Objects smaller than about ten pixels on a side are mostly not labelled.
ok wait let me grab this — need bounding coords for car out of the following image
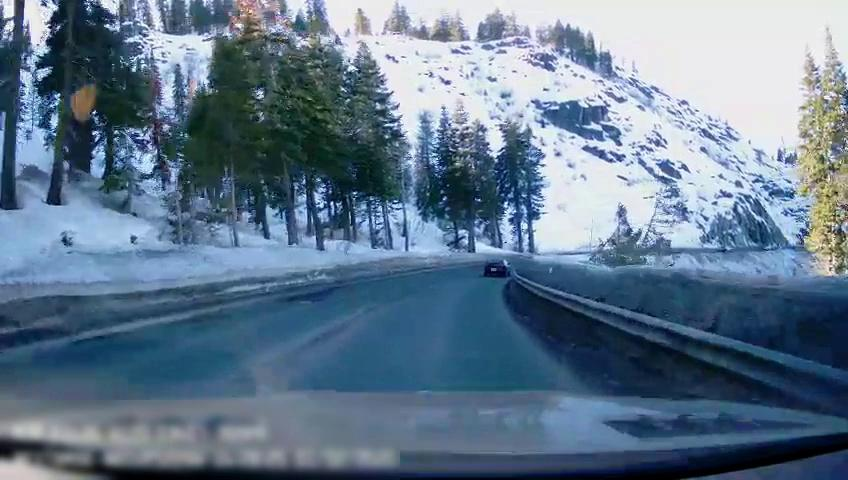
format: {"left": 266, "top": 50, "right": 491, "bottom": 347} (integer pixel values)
{"left": 480, "top": 257, "right": 511, "bottom": 279}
